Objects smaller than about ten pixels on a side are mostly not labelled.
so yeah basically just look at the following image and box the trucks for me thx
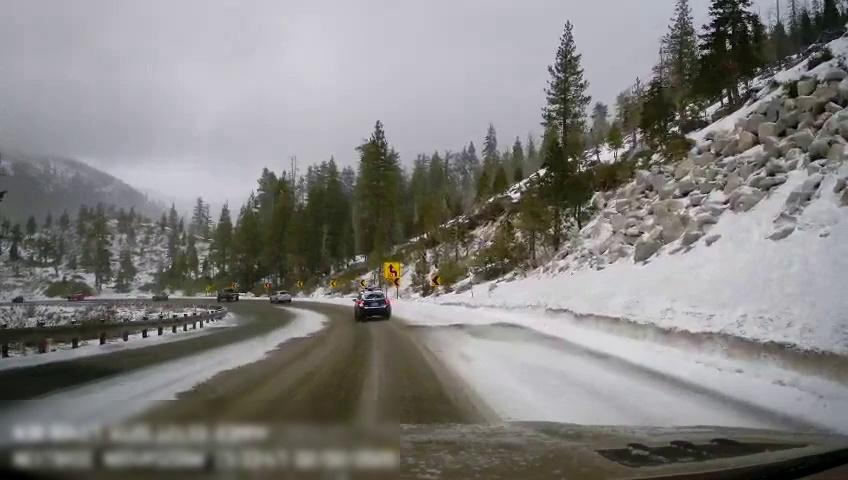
[217,288,239,302]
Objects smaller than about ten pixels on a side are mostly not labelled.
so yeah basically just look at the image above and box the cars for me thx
[352,287,392,323]
[269,290,292,304]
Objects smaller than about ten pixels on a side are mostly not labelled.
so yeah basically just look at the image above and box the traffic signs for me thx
[384,262,401,279]
[431,274,442,286]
